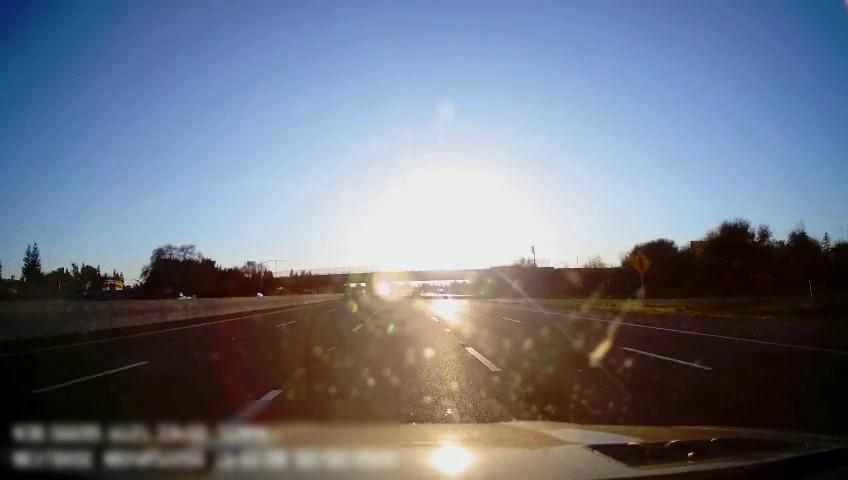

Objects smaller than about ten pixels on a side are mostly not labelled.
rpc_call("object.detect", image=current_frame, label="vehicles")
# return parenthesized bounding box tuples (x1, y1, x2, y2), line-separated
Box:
(412, 288, 422, 298)
(167, 292, 192, 300)
(247, 292, 264, 298)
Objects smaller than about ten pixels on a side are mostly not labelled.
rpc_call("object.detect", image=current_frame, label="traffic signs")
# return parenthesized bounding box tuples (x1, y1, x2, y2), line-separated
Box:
(631, 249, 651, 274)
